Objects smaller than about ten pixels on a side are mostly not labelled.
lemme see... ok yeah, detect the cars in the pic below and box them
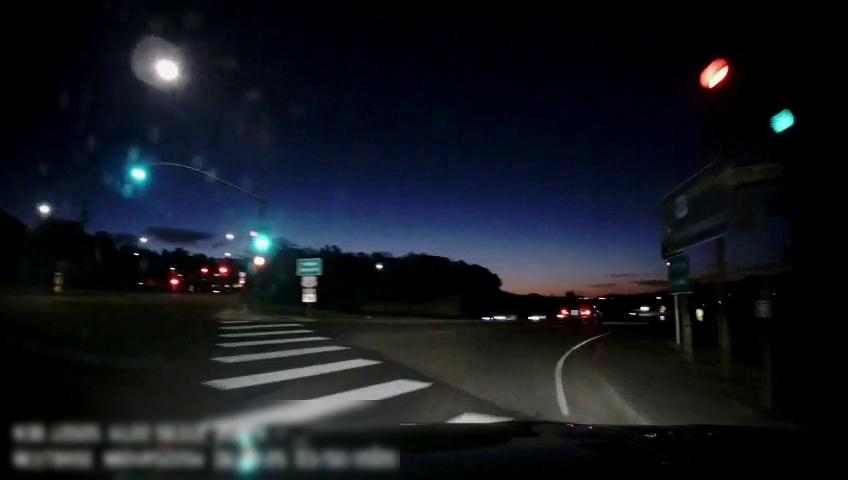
[561,299,604,326]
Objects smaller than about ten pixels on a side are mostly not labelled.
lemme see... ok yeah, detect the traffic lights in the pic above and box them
[692,48,741,102]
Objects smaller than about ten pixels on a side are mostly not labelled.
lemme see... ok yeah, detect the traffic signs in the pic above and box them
[301,276,318,288]
[655,151,782,256]
[297,256,322,278]
[301,289,317,302]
